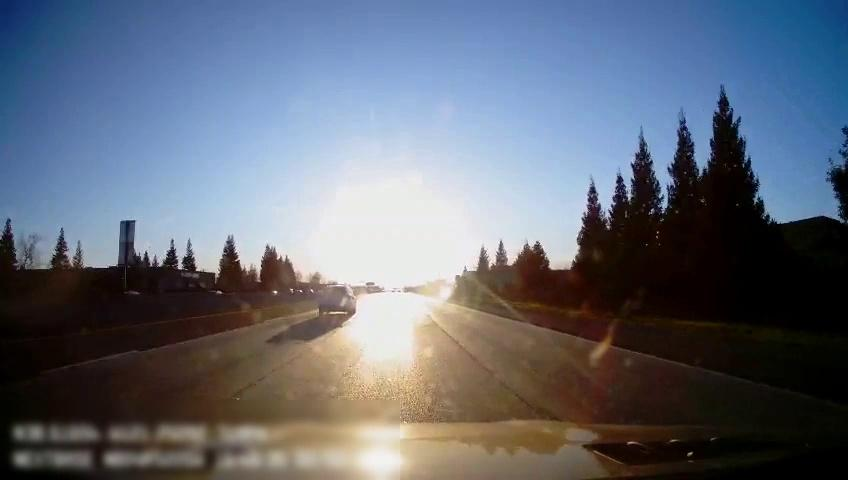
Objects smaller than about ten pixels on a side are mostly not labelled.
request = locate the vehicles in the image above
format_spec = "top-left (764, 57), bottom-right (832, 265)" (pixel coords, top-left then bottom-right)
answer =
top-left (205, 290), bottom-right (223, 297)
top-left (318, 285), bottom-right (357, 316)
top-left (120, 291), bottom-right (141, 298)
